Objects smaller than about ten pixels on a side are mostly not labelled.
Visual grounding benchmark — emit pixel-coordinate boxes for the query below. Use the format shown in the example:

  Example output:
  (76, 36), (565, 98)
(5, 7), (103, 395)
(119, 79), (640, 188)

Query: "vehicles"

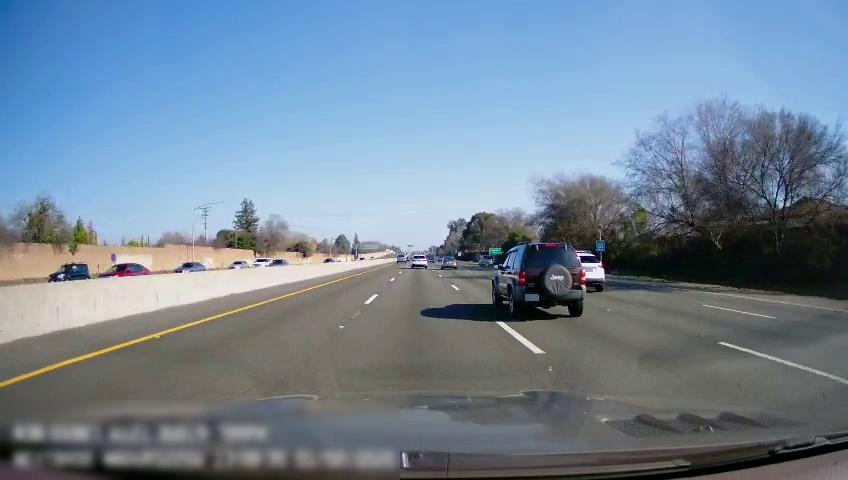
(48, 263), (90, 283)
(267, 259), (289, 267)
(578, 252), (606, 292)
(174, 261), (207, 273)
(97, 263), (151, 278)
(491, 242), (587, 318)
(396, 253), (407, 264)
(440, 255), (458, 270)
(251, 257), (273, 268)
(478, 254), (495, 268)
(323, 258), (336, 264)
(227, 260), (250, 270)
(411, 254), (428, 269)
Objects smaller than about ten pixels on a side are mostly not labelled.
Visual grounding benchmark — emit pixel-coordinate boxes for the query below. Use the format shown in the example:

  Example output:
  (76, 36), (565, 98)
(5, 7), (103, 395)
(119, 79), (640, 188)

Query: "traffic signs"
(488, 247), (502, 255)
